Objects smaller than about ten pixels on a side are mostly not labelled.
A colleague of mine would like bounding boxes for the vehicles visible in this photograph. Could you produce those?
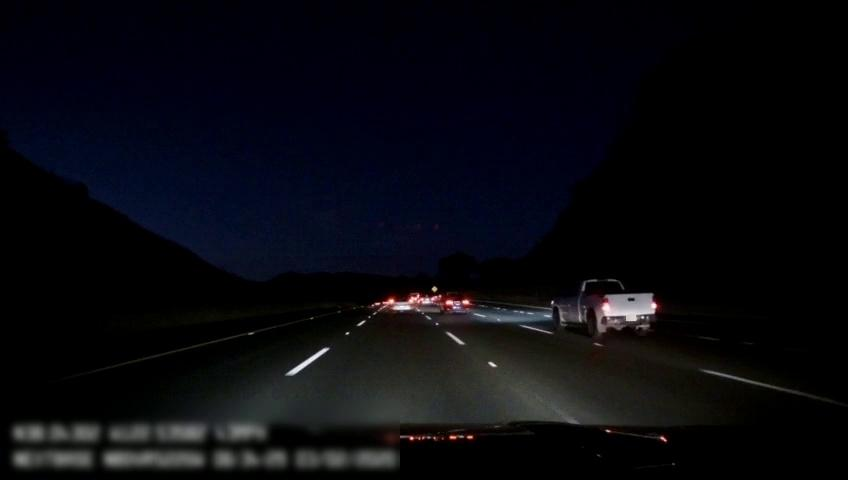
[388,294,414,314]
[551,278,657,342]
[418,292,436,306]
[439,291,471,315]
